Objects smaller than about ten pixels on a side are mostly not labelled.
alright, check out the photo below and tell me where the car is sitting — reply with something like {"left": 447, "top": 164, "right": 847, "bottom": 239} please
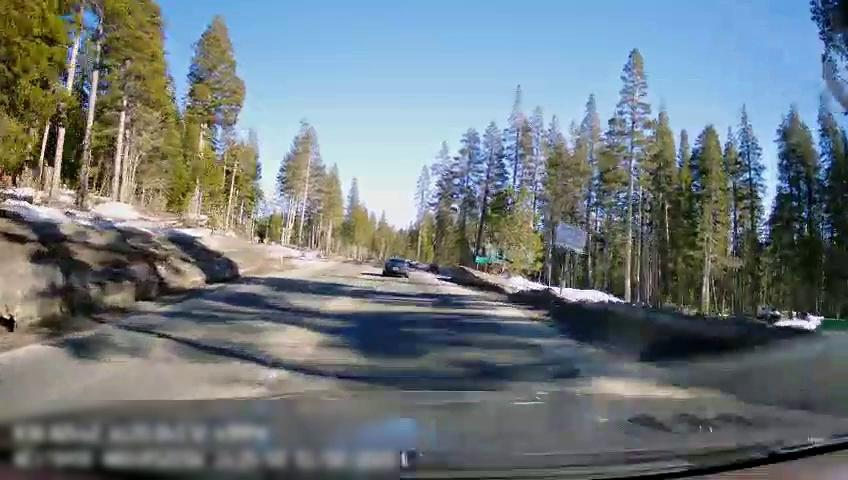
{"left": 382, "top": 257, "right": 410, "bottom": 278}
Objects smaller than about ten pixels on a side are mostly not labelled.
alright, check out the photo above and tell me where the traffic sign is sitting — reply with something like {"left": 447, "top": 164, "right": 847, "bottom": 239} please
{"left": 474, "top": 255, "right": 494, "bottom": 266}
